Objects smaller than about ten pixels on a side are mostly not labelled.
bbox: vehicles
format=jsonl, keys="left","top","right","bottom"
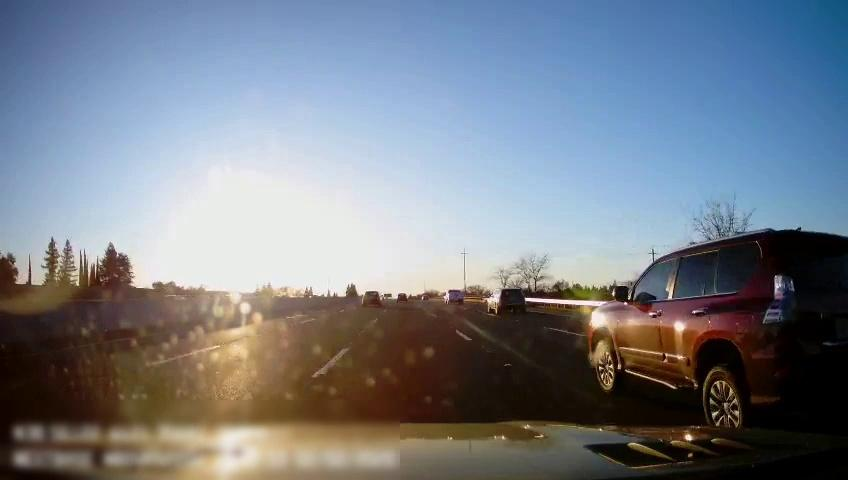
{"left": 586, "top": 226, "right": 848, "bottom": 429}
{"left": 487, "top": 288, "right": 526, "bottom": 315}
{"left": 396, "top": 293, "right": 409, "bottom": 304}
{"left": 361, "top": 290, "right": 383, "bottom": 308}
{"left": 444, "top": 289, "right": 464, "bottom": 304}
